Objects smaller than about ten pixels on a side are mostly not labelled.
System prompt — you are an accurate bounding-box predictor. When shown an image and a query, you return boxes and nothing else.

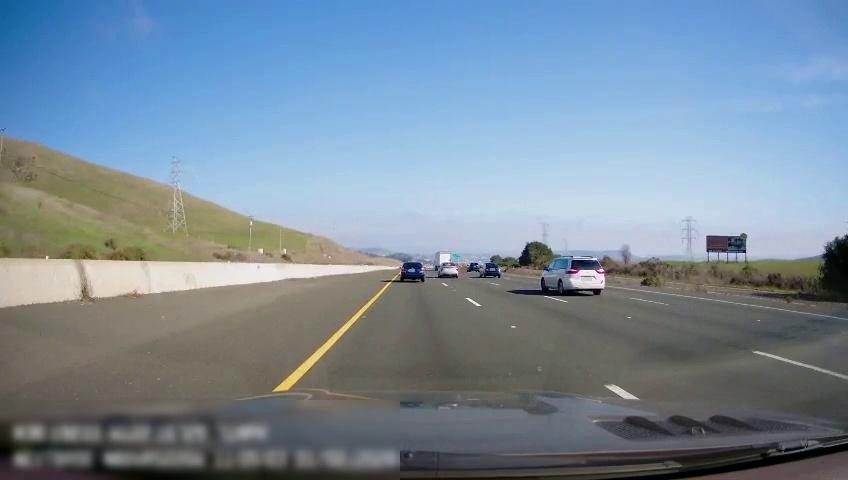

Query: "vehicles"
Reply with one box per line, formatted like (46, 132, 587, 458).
(434, 252, 451, 270)
(400, 261, 425, 282)
(480, 262, 501, 278)
(540, 256, 606, 297)
(467, 262, 480, 272)
(438, 263, 458, 278)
